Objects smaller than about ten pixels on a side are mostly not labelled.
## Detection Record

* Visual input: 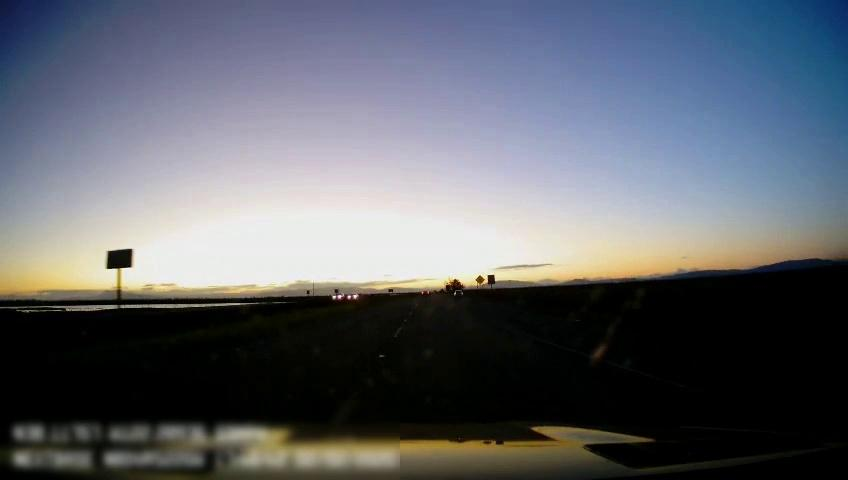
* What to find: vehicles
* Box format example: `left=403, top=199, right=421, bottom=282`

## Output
left=453, top=289, right=464, bottom=298
left=347, top=292, right=360, bottom=301
left=331, top=292, right=346, bottom=302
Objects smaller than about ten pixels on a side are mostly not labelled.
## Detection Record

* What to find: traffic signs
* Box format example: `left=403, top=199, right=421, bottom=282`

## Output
left=475, top=274, right=486, bottom=286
